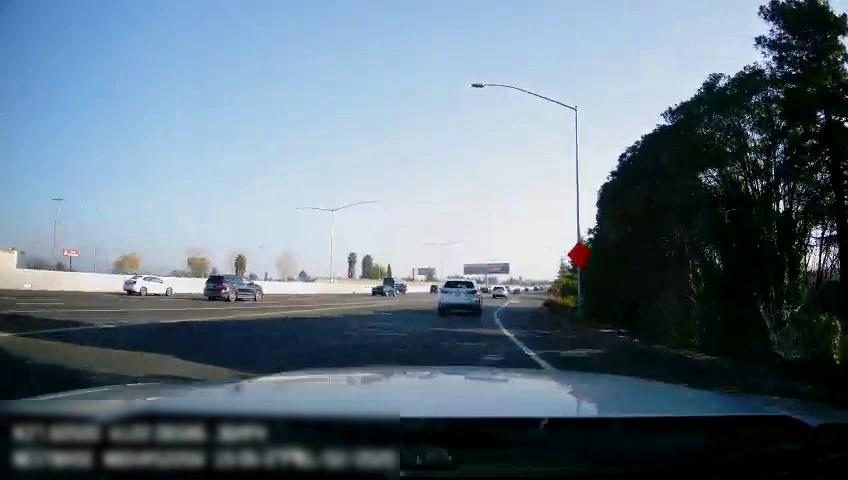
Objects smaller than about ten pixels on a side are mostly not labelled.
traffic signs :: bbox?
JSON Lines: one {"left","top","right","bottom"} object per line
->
{"left": 566, "top": 241, "right": 594, "bottom": 269}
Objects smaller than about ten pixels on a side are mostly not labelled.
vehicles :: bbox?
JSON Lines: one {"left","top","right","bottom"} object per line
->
{"left": 123, "top": 274, "right": 175, "bottom": 297}
{"left": 370, "top": 285, "right": 397, "bottom": 297}
{"left": 429, "top": 284, "right": 442, "bottom": 294}
{"left": 512, "top": 287, "right": 523, "bottom": 296}
{"left": 492, "top": 285, "right": 509, "bottom": 299}
{"left": 382, "top": 277, "right": 408, "bottom": 294}
{"left": 203, "top": 273, "right": 263, "bottom": 303}
{"left": 437, "top": 278, "right": 487, "bottom": 319}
